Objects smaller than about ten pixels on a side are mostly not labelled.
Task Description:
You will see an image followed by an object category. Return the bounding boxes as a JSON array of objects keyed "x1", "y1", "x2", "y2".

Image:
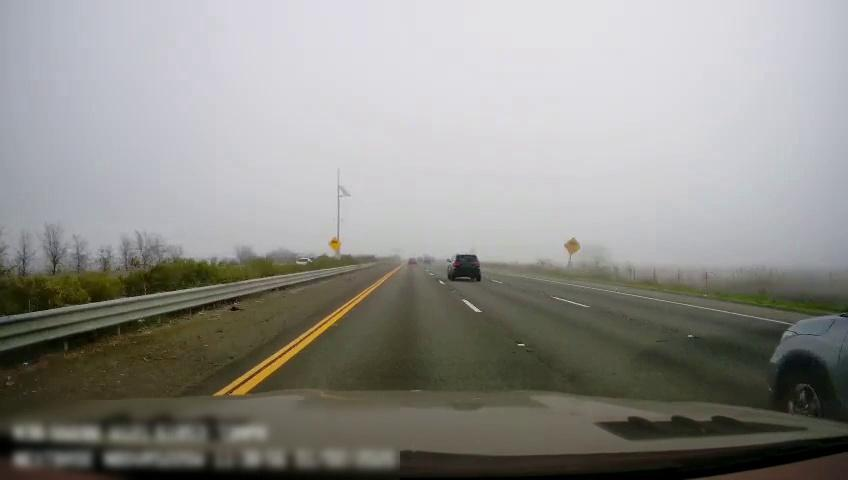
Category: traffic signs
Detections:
[
  {"x1": 328, "y1": 236, "x2": 343, "y2": 252},
  {"x1": 563, "y1": 235, "x2": 582, "y2": 257}
]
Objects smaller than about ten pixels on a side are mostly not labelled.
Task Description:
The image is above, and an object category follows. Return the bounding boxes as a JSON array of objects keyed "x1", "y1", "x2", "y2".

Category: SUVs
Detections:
[
  {"x1": 446, "y1": 253, "x2": 482, "y2": 282},
  {"x1": 765, "y1": 313, "x2": 848, "y2": 425}
]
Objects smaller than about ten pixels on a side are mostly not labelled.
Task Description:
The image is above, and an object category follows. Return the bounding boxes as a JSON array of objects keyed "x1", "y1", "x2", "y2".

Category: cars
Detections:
[{"x1": 295, "y1": 257, "x2": 314, "y2": 267}]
